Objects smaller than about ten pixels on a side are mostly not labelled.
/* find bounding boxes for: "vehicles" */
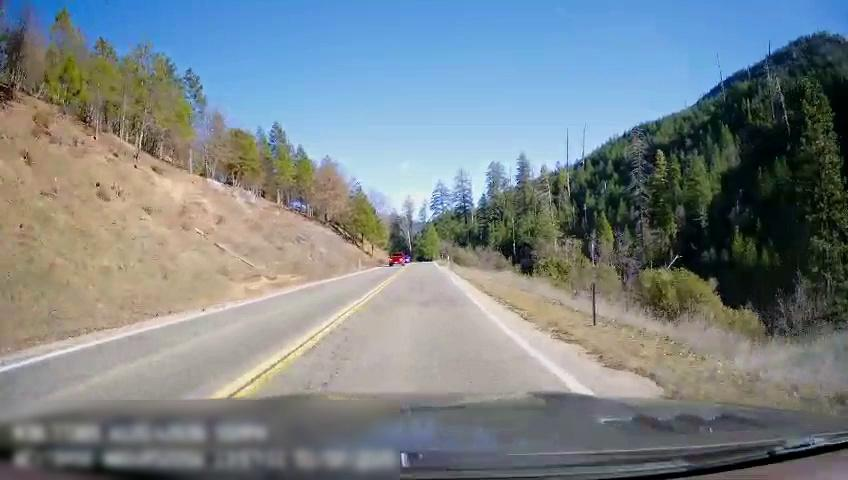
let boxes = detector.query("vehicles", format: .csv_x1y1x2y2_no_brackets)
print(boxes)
388,252,405,267
403,255,410,263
